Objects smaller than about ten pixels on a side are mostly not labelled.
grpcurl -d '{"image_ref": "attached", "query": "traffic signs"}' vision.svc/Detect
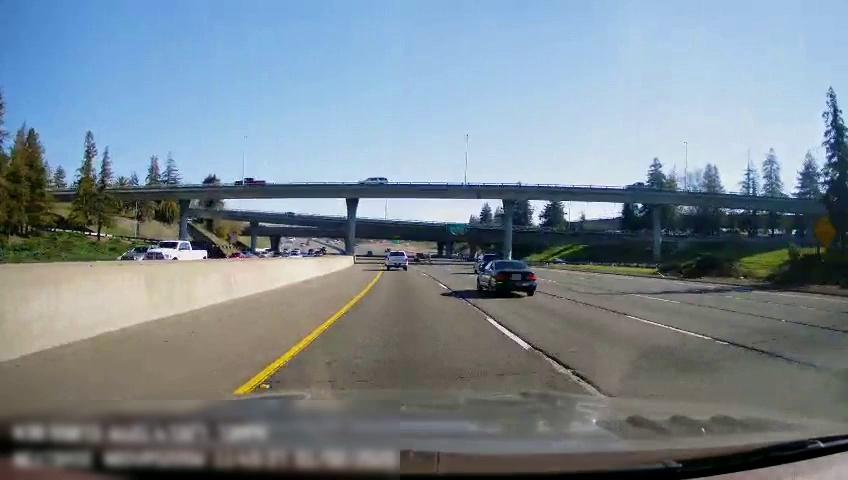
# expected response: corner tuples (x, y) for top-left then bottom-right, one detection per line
(448, 223), (465, 235)
(814, 216), (836, 248)
(229, 232), (238, 244)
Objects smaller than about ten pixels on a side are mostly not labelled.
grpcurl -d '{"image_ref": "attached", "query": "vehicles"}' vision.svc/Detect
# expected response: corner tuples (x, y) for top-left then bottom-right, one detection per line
(472, 253), (501, 275)
(121, 246), (160, 261)
(143, 239), (208, 261)
(416, 255), (432, 264)
(228, 252), (243, 259)
(384, 250), (409, 272)
(476, 259), (538, 297)
(357, 176), (389, 185)
(233, 177), (267, 186)
(555, 258), (568, 265)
